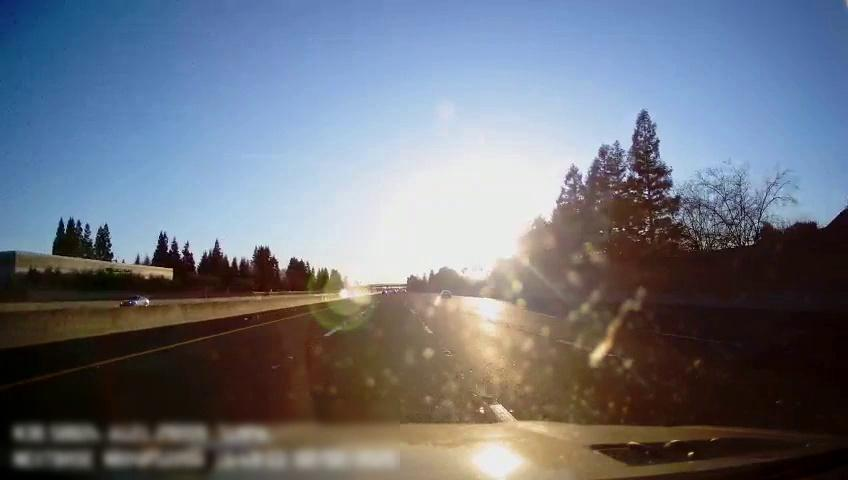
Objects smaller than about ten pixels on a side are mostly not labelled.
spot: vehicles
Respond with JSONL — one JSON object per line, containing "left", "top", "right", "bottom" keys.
{"left": 439, "top": 289, "right": 452, "bottom": 299}
{"left": 120, "top": 295, "right": 149, "bottom": 307}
